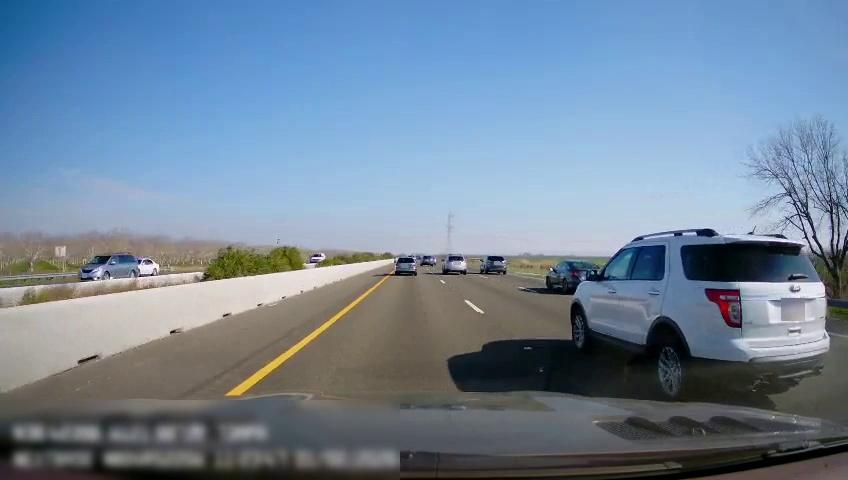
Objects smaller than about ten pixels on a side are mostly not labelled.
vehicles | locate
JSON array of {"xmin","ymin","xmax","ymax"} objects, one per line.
[
  {"xmin": 394, "ymin": 256, "xmax": 418, "ymax": 276},
  {"xmin": 479, "ymin": 254, "xmax": 509, "ymax": 275},
  {"xmin": 569, "ymin": 228, "xmax": 830, "ymax": 403},
  {"xmin": 545, "ymin": 260, "xmax": 595, "ymax": 295},
  {"xmin": 137, "ymin": 257, "xmax": 159, "ymax": 277},
  {"xmin": 442, "ymin": 254, "xmax": 468, "ymax": 275},
  {"xmin": 420, "ymin": 255, "xmax": 434, "ymax": 267},
  {"xmin": 78, "ymin": 254, "xmax": 139, "ymax": 282},
  {"xmin": 310, "ymin": 253, "xmax": 328, "ymax": 263}
]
